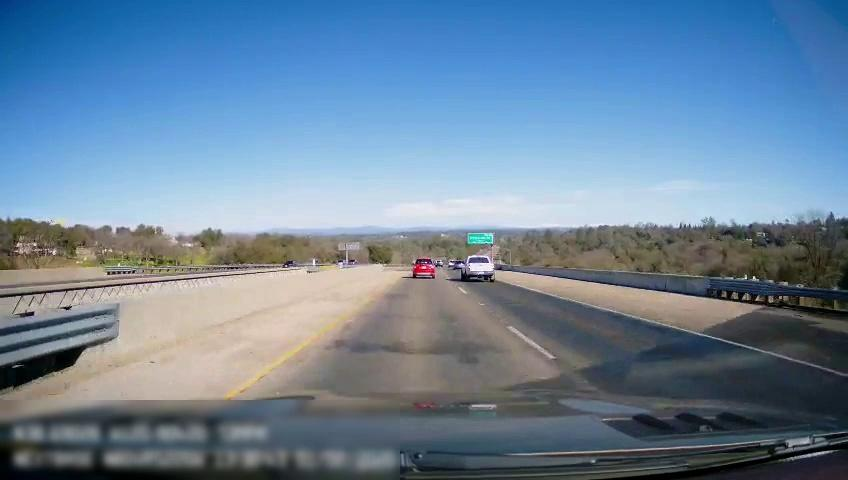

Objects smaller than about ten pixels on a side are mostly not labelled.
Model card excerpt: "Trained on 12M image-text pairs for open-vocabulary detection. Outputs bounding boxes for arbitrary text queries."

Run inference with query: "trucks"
[460,256,496,282]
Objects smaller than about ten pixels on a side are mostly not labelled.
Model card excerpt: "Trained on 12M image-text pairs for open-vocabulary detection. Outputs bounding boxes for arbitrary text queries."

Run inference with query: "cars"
[413,259,436,278]
[453,260,466,270]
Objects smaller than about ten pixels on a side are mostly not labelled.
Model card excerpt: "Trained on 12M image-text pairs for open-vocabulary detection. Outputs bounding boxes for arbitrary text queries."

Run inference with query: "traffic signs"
[466,232,494,244]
